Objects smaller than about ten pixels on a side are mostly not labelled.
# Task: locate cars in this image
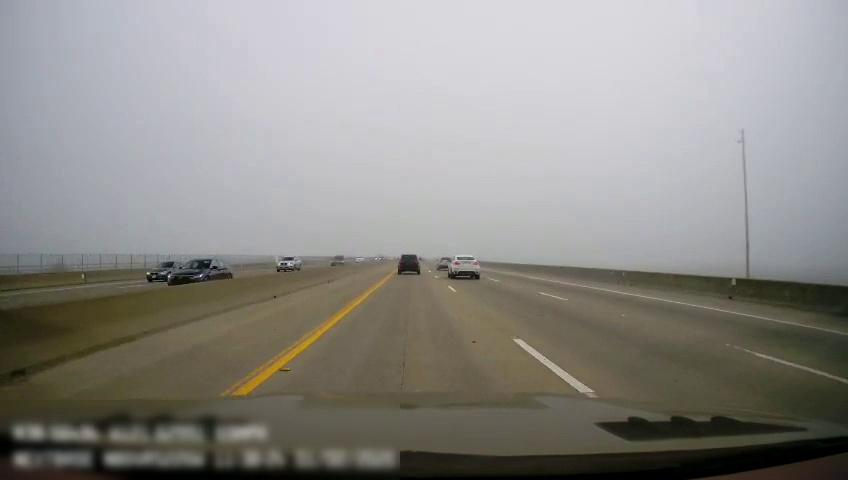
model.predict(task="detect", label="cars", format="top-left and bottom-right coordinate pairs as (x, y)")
top-left (329, 255), bottom-right (349, 267)
top-left (145, 261), bottom-right (189, 283)
top-left (165, 258), bottom-right (235, 287)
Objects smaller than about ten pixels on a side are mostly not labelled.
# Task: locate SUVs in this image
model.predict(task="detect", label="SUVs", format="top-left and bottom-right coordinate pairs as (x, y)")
top-left (436, 258), bottom-right (451, 271)
top-left (397, 254), bottom-right (422, 275)
top-left (275, 255), bottom-right (303, 273)
top-left (446, 254), bottom-right (480, 280)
